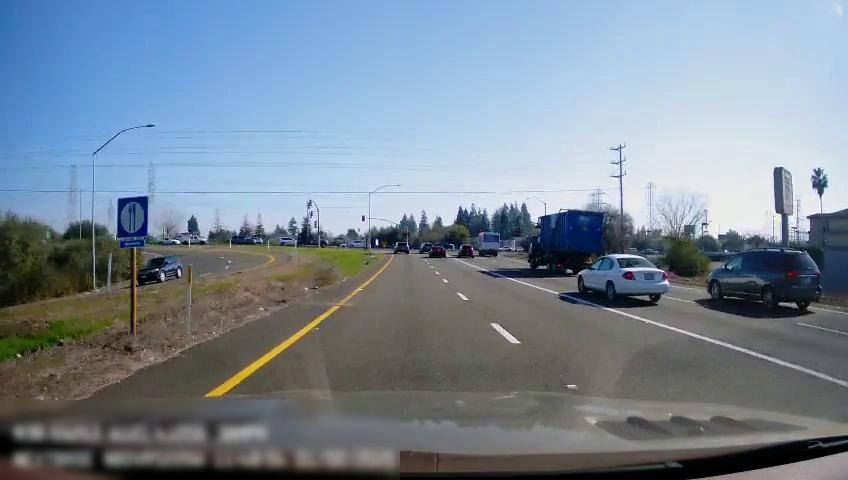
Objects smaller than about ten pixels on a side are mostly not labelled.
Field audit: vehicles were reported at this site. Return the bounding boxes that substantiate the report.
[136,255,187,287]
[704,249,825,311]
[577,254,671,305]
[428,244,448,259]
[347,240,365,249]
[182,236,206,246]
[158,236,182,246]
[526,209,609,275]
[418,242,431,256]
[476,231,501,258]
[392,240,411,256]
[458,243,475,259]
[296,233,328,248]
[271,236,297,247]
[230,235,254,245]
